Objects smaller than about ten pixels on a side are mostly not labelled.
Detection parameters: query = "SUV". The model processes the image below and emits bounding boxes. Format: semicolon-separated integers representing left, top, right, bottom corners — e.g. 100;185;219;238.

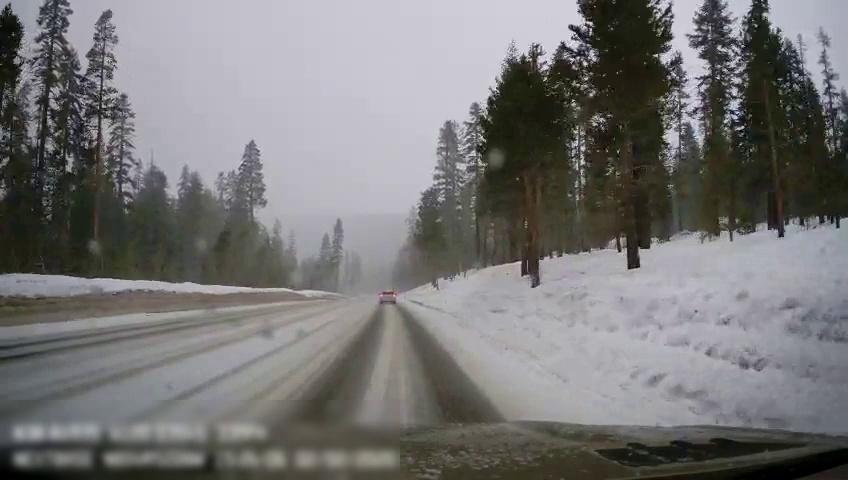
378;290;397;305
